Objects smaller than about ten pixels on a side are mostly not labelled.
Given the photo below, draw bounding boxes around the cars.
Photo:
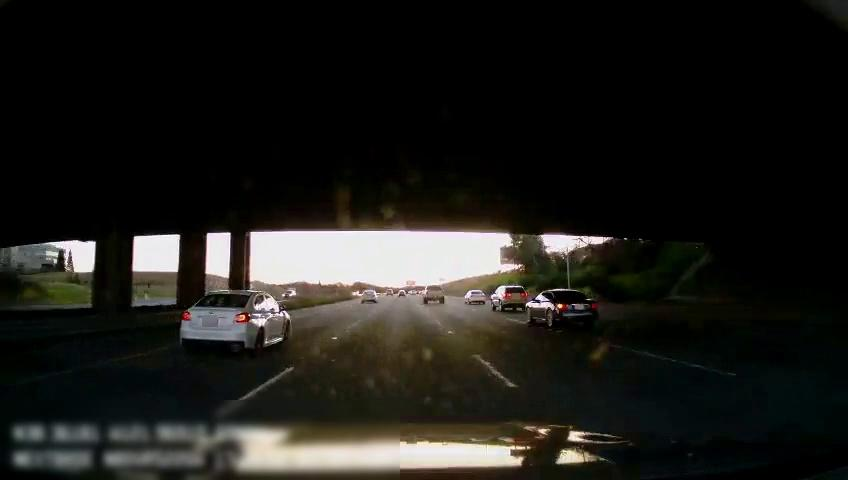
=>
[464,290,486,306]
[361,290,378,304]
[525,288,599,331]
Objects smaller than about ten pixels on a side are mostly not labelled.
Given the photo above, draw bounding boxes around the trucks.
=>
[423,284,445,305]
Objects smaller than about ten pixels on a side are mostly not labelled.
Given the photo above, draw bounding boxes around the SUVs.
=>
[281,290,297,299]
[489,286,528,313]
